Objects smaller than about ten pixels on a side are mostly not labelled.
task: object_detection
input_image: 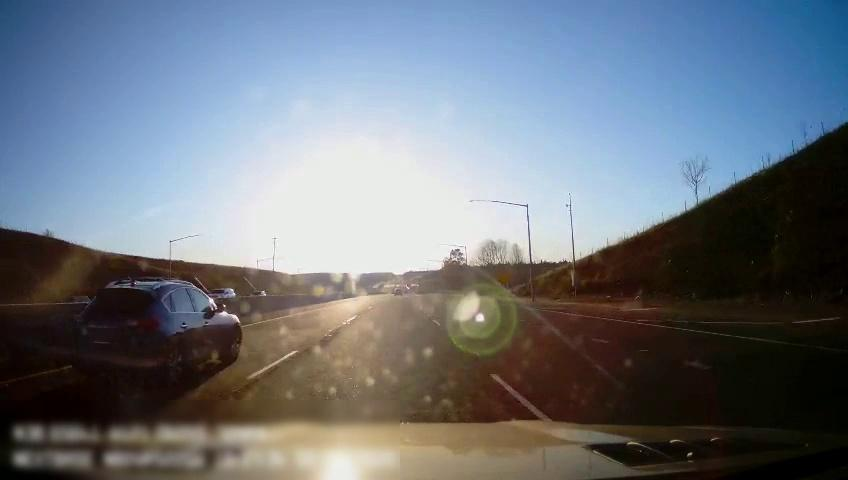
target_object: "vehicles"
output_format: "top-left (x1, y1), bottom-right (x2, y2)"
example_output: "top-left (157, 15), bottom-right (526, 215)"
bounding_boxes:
top-left (70, 281), bottom-right (244, 380)
top-left (207, 288), bottom-right (236, 298)
top-left (250, 290), bottom-right (267, 296)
